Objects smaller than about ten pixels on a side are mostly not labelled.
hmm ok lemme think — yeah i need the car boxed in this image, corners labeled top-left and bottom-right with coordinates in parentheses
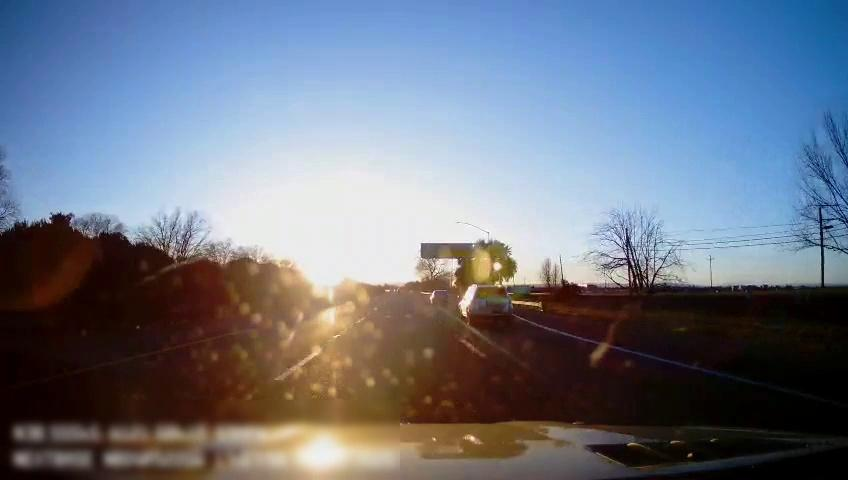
top-left (429, 289), bottom-right (449, 306)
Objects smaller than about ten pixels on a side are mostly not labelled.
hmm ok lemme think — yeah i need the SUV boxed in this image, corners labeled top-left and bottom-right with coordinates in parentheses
top-left (456, 284), bottom-right (513, 327)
